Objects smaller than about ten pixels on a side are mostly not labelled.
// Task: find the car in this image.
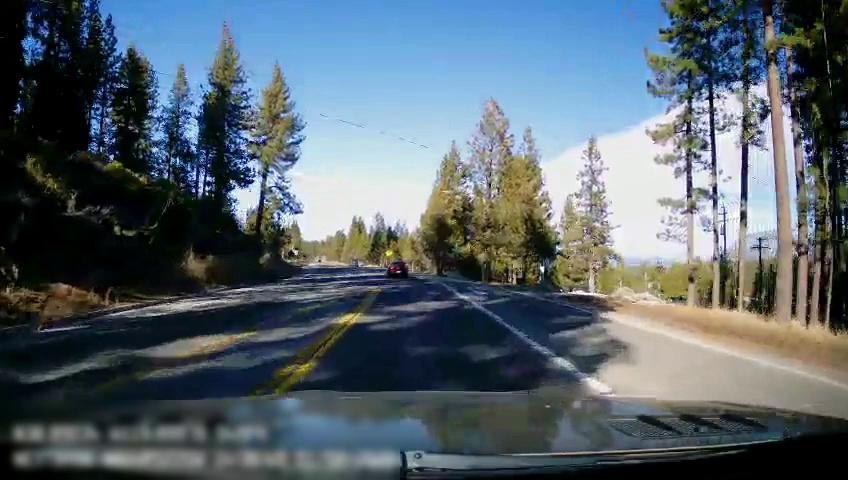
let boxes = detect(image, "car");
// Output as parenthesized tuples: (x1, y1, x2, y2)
(388, 262, 408, 279)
